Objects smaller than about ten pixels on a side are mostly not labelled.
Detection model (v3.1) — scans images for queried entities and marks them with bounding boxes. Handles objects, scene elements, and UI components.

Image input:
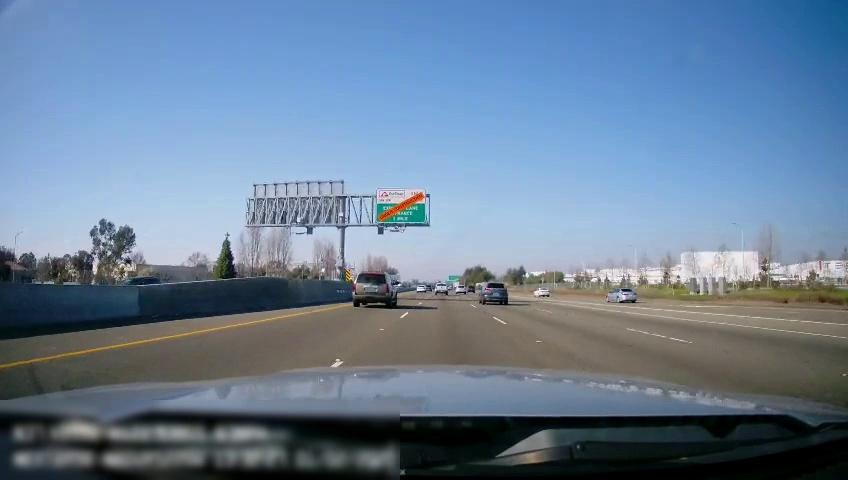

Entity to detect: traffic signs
[448,275,461,281]
[375,187,427,225]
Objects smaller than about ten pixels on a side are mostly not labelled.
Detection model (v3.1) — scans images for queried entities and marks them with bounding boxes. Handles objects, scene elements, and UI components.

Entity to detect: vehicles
[606,287,638,304]
[454,283,467,295]
[416,284,427,294]
[120,276,161,287]
[479,281,509,306]
[434,282,449,296]
[532,287,550,298]
[351,271,400,309]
